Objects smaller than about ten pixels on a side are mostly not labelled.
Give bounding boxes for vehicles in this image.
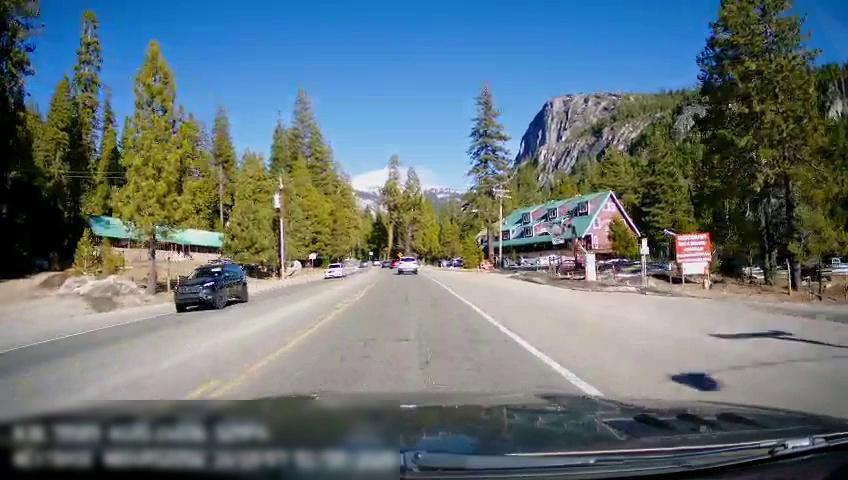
[323,263,345,280]
[173,257,249,313]
[397,256,418,276]
[389,258,402,270]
